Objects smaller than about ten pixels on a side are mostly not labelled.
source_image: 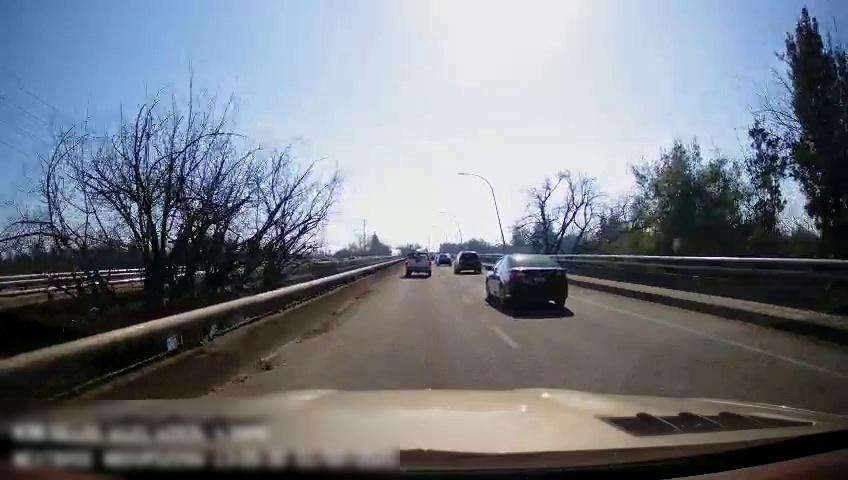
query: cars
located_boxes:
[483,253,569,309]
[436,252,452,265]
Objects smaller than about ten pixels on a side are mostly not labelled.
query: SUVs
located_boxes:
[453,249,482,274]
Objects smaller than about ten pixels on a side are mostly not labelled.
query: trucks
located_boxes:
[405,248,433,277]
